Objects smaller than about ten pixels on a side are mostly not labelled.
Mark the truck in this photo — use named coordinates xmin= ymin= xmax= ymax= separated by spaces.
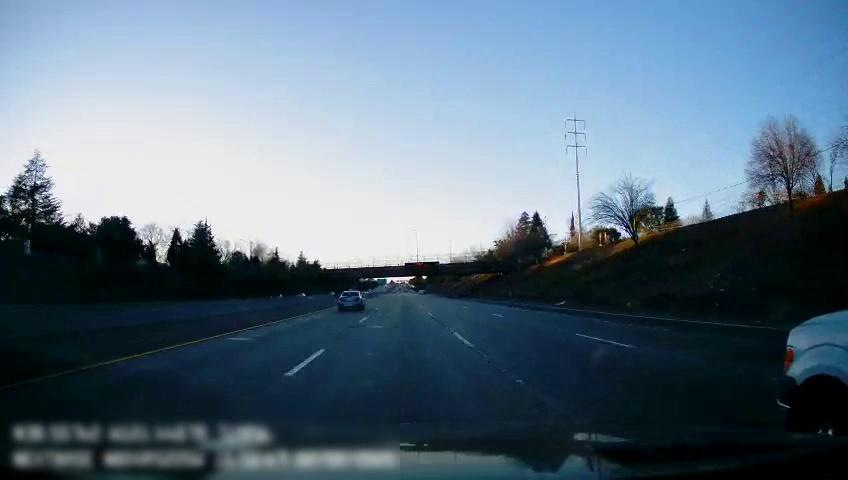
xmin=772 ymin=309 xmax=848 ymax=435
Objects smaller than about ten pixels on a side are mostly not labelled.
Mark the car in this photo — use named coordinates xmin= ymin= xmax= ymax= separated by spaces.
xmin=336 ymin=290 xmax=367 ymax=311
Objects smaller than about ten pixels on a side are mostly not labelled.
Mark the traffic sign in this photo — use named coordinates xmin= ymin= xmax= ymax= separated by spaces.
xmin=376 ymin=278 xmax=387 ymax=285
